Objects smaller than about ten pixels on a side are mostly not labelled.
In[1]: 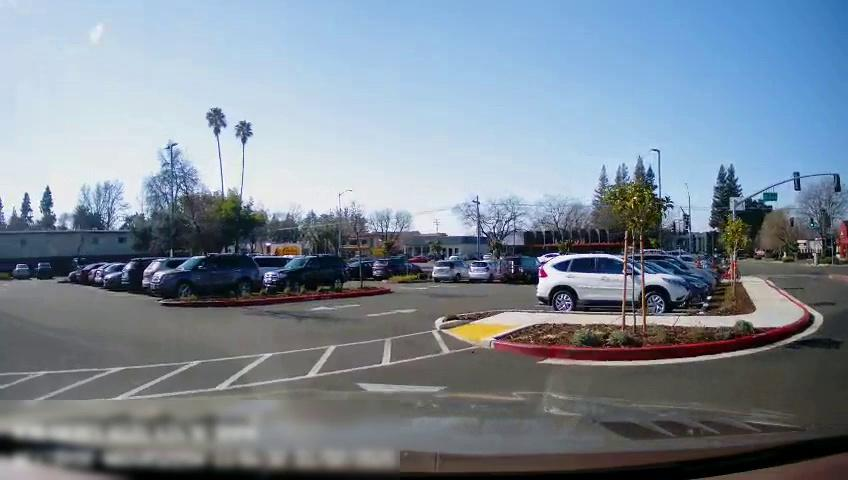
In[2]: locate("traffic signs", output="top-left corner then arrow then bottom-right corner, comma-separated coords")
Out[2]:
762,192 -> 778,201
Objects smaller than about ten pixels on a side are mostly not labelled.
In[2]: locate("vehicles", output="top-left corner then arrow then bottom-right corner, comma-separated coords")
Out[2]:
432,260 -> 470,283
639,262 -> 707,304
67,269 -> 81,282
141,257 -> 191,291
11,263 -> 30,279
371,258 -> 411,281
626,253 -> 722,288
536,253 -> 693,314
263,255 -> 348,292
103,268 -> 123,286
644,259 -> 712,291
88,263 -> 112,284
71,257 -> 91,271
79,263 -> 102,282
504,256 -> 542,273
121,257 -> 175,289
95,263 -> 127,285
343,260 -> 376,280
33,261 -> 53,279
468,260 -> 496,283
248,255 -> 296,282
150,253 -> 260,297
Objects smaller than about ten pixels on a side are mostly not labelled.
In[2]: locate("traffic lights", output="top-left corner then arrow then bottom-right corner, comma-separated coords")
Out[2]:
833,172 -> 841,193
792,170 -> 802,192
